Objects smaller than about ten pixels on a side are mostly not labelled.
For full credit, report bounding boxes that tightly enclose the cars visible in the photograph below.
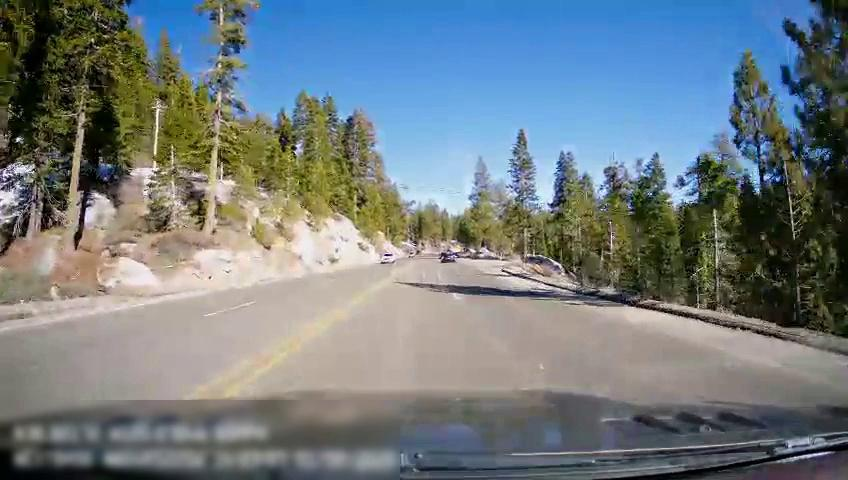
[441,252,457,264]
[379,252,397,265]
